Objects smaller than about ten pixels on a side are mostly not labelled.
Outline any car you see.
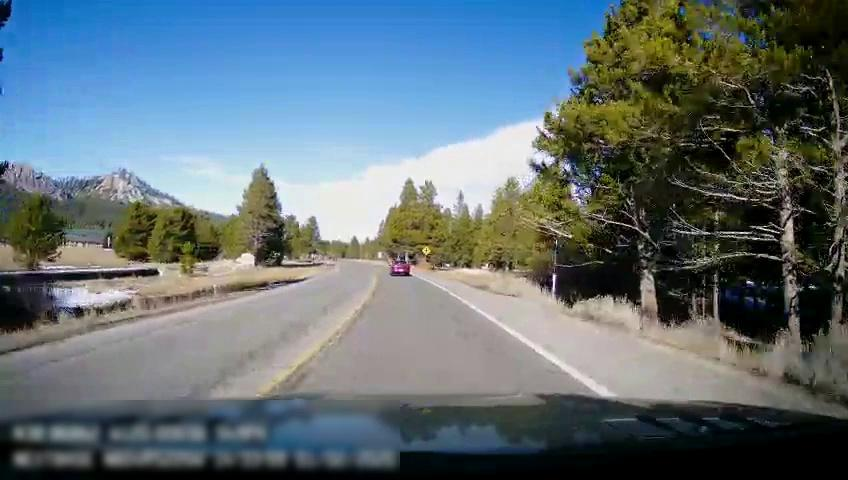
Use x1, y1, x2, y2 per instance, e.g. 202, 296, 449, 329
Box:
390, 258, 411, 277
